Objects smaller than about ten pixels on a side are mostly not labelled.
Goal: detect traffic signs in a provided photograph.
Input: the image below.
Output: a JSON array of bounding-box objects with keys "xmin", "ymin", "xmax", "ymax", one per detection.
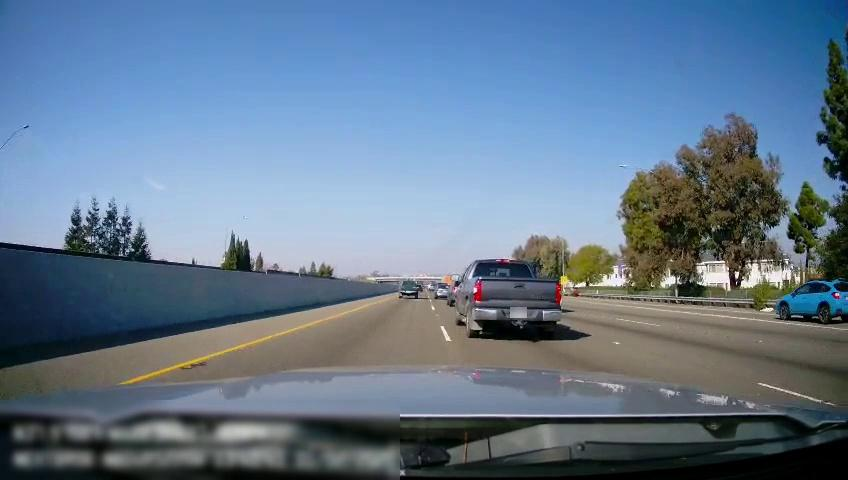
[{"xmin": 560, "ymin": 276, "xmax": 567, "ymax": 287}]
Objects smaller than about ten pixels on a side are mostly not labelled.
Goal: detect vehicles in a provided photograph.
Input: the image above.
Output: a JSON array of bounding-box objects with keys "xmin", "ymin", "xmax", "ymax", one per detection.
[
  {"xmin": 453, "ymin": 258, "xmax": 561, "ymax": 342},
  {"xmin": 398, "ymin": 280, "xmax": 420, "ymax": 300},
  {"xmin": 433, "ymin": 283, "xmax": 450, "ymax": 300},
  {"xmin": 445, "ymin": 280, "xmax": 464, "ymax": 307},
  {"xmin": 775, "ymin": 280, "xmax": 848, "ymax": 325}
]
